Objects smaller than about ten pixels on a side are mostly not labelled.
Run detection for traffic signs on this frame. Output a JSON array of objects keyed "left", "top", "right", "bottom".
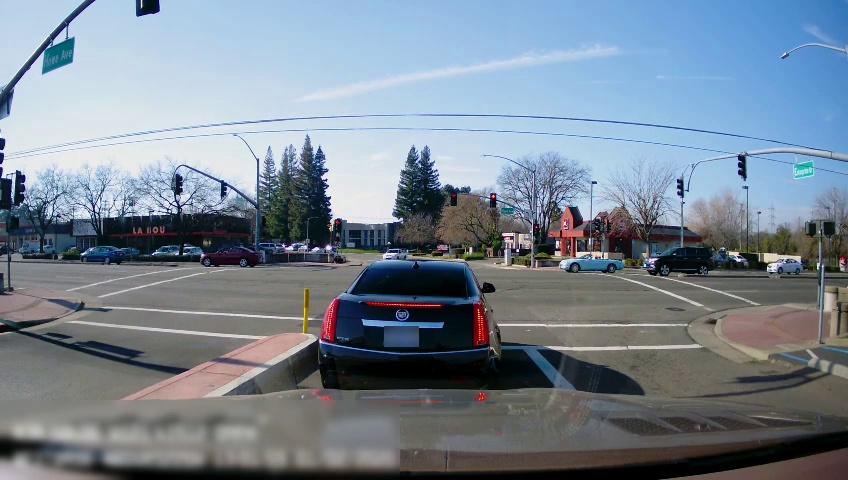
[
  {"left": 41, "top": 36, "right": 75, "bottom": 75},
  {"left": 500, "top": 207, "right": 513, "bottom": 215},
  {"left": 793, "top": 160, "right": 816, "bottom": 179}
]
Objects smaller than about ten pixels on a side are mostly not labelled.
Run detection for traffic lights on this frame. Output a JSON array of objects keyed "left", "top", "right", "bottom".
[
  {"left": 219, "top": 180, "right": 227, "bottom": 198},
  {"left": 489, "top": 192, "right": 496, "bottom": 207},
  {"left": 333, "top": 219, "right": 342, "bottom": 233},
  {"left": 449, "top": 191, "right": 457, "bottom": 207},
  {"left": 5, "top": 217, "right": 19, "bottom": 232},
  {"left": 805, "top": 222, "right": 820, "bottom": 236},
  {"left": 736, "top": 154, "right": 747, "bottom": 179},
  {"left": 134, "top": 0, "right": 160, "bottom": 16},
  {"left": 0, "top": 178, "right": 12, "bottom": 210},
  {"left": 594, "top": 220, "right": 601, "bottom": 233},
  {"left": 676, "top": 179, "right": 685, "bottom": 198},
  {"left": 0, "top": 137, "right": 6, "bottom": 177},
  {"left": 533, "top": 223, "right": 540, "bottom": 236},
  {"left": 821, "top": 221, "right": 837, "bottom": 235},
  {"left": 172, "top": 173, "right": 183, "bottom": 195},
  {"left": 13, "top": 170, "right": 26, "bottom": 206},
  {"left": 605, "top": 220, "right": 612, "bottom": 233}
]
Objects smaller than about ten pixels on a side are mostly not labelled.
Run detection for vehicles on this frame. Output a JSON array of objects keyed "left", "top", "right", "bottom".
[
  {"left": 120, "top": 248, "right": 140, "bottom": 258},
  {"left": 200, "top": 246, "right": 261, "bottom": 268},
  {"left": 559, "top": 253, "right": 624, "bottom": 273},
  {"left": 176, "top": 247, "right": 203, "bottom": 257},
  {"left": 79, "top": 246, "right": 122, "bottom": 265},
  {"left": 644, "top": 246, "right": 714, "bottom": 277},
  {"left": 152, "top": 245, "right": 180, "bottom": 257},
  {"left": 319, "top": 260, "right": 504, "bottom": 390},
  {"left": 383, "top": 248, "right": 408, "bottom": 261},
  {"left": 767, "top": 258, "right": 801, "bottom": 275}
]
